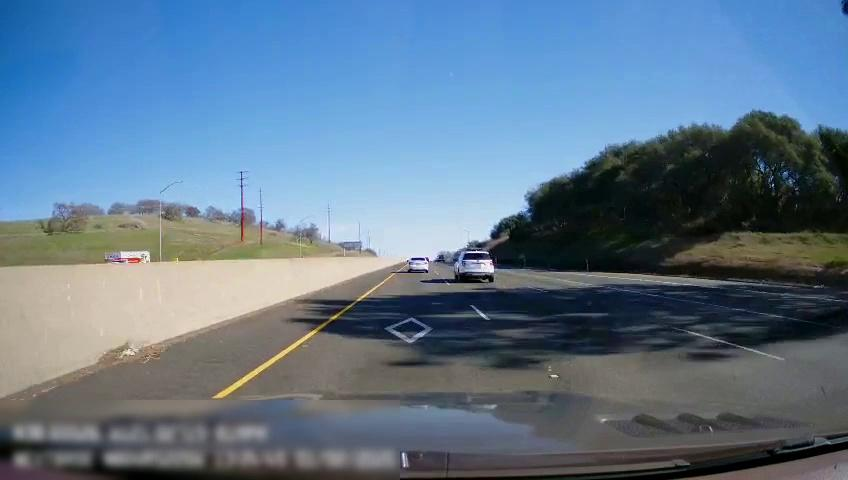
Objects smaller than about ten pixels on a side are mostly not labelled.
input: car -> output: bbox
[408,257,429,273]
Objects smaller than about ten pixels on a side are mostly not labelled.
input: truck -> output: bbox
[104,251,150,265]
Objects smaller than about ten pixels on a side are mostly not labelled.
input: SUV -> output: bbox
[453,251,495,283]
